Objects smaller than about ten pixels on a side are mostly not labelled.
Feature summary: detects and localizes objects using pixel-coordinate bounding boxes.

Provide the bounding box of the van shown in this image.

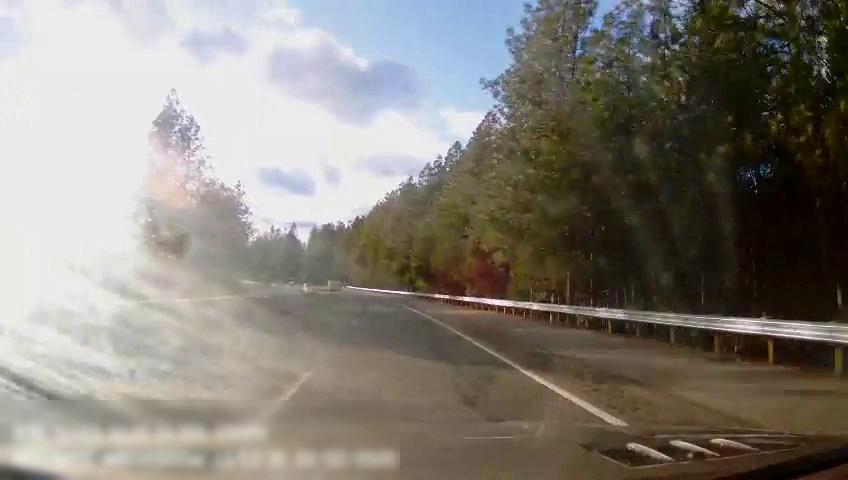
[328,278,342,292]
